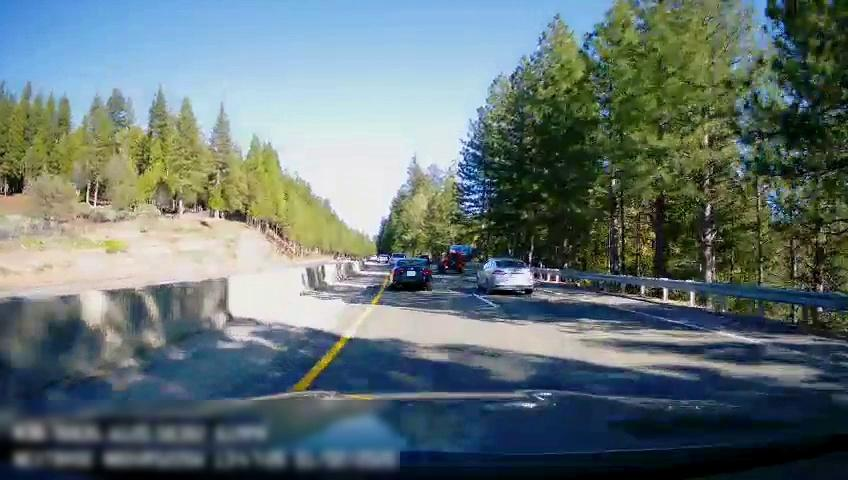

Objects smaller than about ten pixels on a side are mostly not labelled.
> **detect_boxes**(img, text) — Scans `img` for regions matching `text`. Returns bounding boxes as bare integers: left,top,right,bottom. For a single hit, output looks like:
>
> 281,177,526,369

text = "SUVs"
377,254,389,263
439,254,464,274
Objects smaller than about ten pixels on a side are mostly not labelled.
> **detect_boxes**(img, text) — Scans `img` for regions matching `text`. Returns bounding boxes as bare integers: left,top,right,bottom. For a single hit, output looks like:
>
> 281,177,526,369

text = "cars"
391,257,432,291
476,258,535,296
